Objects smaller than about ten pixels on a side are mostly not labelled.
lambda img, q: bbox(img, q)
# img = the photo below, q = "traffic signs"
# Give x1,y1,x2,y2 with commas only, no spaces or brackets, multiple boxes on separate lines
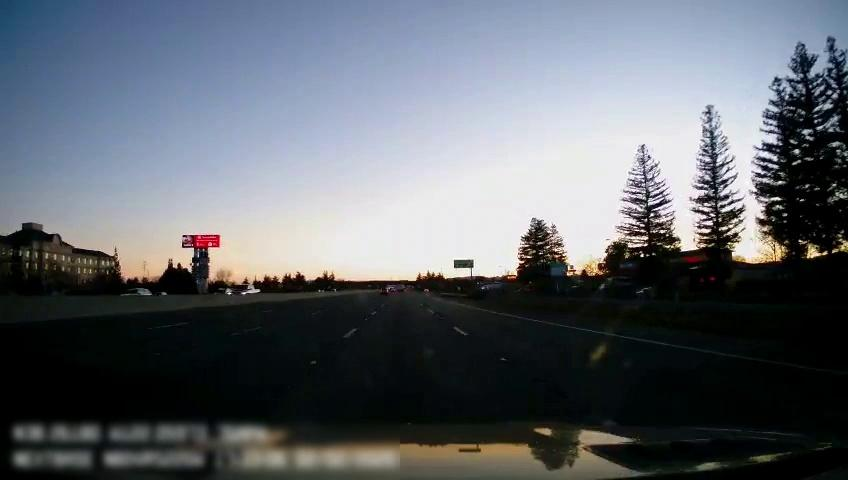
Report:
454,260,473,268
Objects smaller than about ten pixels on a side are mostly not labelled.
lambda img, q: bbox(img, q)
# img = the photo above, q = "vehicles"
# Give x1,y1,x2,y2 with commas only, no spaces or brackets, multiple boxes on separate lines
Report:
120,288,152,297
599,277,632,291
635,288,657,296
213,288,232,296
228,284,261,296
152,292,168,297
